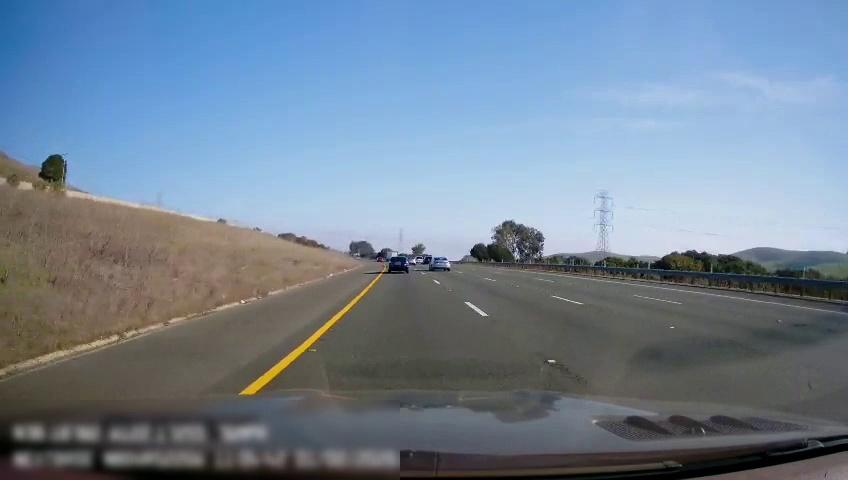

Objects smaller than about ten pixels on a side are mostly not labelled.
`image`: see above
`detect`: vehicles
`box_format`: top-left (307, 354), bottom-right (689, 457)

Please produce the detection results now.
top-left (388, 257), bottom-right (408, 274)
top-left (422, 256), bottom-right (435, 265)
top-left (386, 251), bottom-right (399, 261)
top-left (429, 257), bottom-right (451, 272)
top-left (404, 257), bottom-right (416, 265)
top-left (413, 255), bottom-right (423, 264)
